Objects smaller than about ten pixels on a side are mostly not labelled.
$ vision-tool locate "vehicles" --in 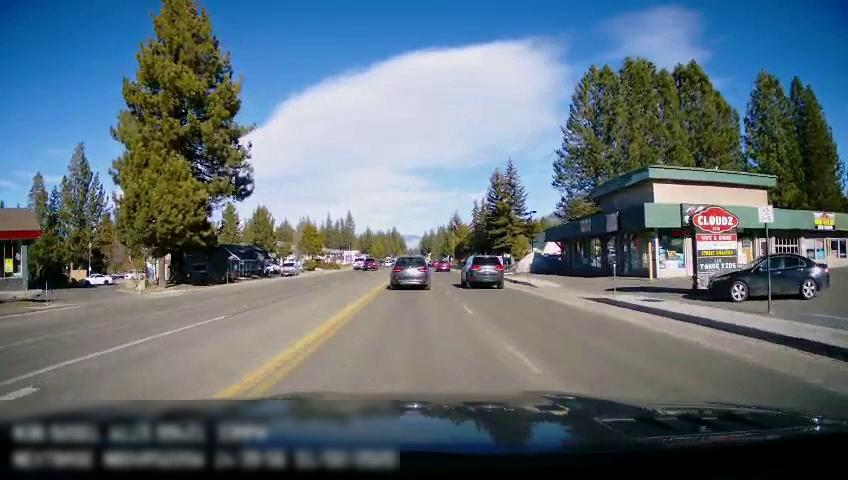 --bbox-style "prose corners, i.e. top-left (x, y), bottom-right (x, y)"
top-left (84, 272), bottom-right (113, 285)
top-left (708, 253), bottom-right (833, 303)
top-left (463, 255), bottom-right (506, 290)
top-left (352, 257), bottom-right (366, 271)
top-left (390, 254), bottom-right (433, 290)
top-left (281, 261), bottom-right (296, 273)
top-left (436, 260), bottom-right (451, 272)
top-left (364, 258), bottom-right (378, 271)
